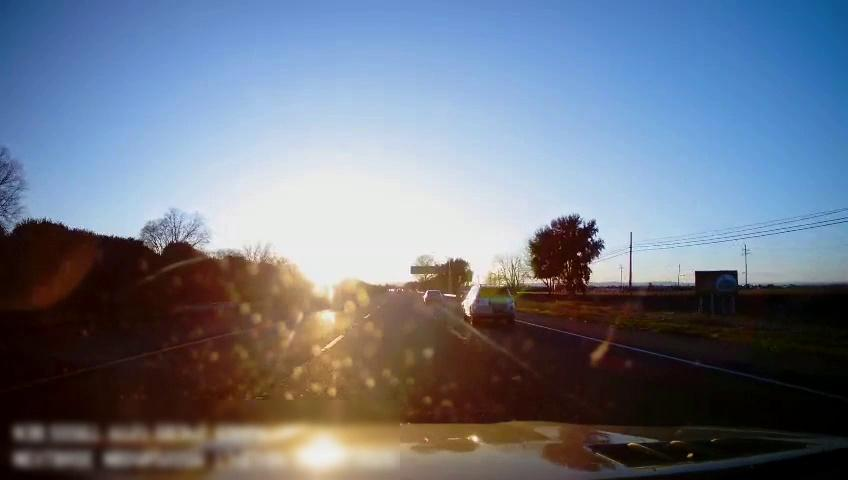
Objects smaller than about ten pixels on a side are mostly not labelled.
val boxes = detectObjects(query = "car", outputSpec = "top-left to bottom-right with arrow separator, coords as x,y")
424,290 -> 441,303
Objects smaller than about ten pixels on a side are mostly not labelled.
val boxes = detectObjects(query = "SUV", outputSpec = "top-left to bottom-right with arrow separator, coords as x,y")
461,285 -> 517,328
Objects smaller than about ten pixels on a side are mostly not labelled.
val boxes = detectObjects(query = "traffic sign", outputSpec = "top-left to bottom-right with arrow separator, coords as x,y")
410,266 -> 430,274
